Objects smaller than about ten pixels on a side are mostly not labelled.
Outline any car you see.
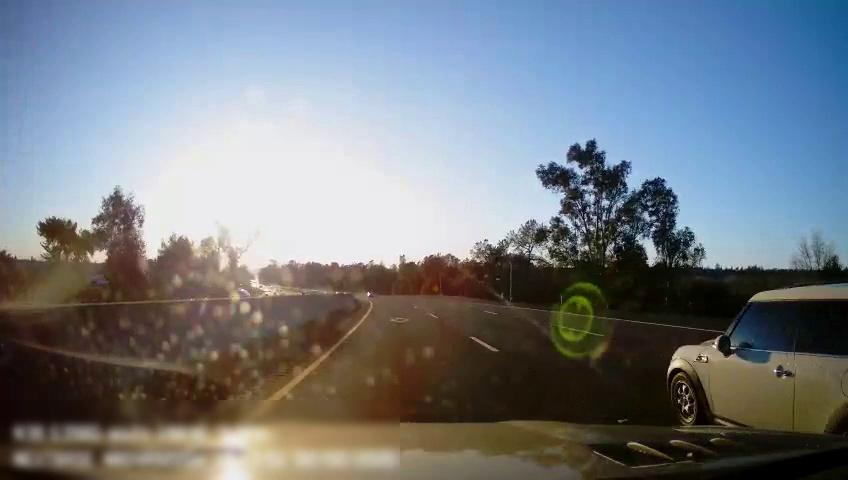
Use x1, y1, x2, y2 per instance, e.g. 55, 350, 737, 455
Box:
666, 282, 848, 435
